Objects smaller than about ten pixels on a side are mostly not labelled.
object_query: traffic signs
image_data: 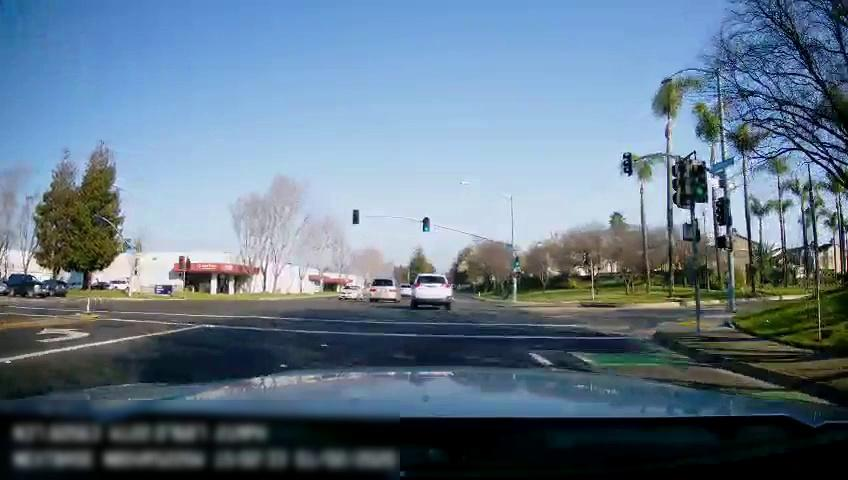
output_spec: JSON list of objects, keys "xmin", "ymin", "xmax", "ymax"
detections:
[{"xmin": 709, "ymin": 156, "xmax": 735, "ymax": 174}]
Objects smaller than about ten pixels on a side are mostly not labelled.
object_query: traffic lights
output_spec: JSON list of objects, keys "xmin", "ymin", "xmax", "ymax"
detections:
[
  {"xmin": 422, "ymin": 216, "xmax": 431, "ymax": 233},
  {"xmin": 514, "ymin": 255, "xmax": 521, "ymax": 267},
  {"xmin": 715, "ymin": 196, "xmax": 734, "ymax": 227},
  {"xmin": 622, "ymin": 151, "xmax": 634, "ymax": 177},
  {"xmin": 670, "ymin": 156, "xmax": 695, "ymax": 210},
  {"xmin": 582, "ymin": 248, "xmax": 592, "ymax": 265},
  {"xmin": 681, "ymin": 220, "xmax": 702, "ymax": 243},
  {"xmin": 185, "ymin": 255, "xmax": 193, "ymax": 271},
  {"xmin": 352, "ymin": 208, "xmax": 360, "ymax": 225},
  {"xmin": 178, "ymin": 254, "xmax": 185, "ymax": 272},
  {"xmin": 689, "ymin": 159, "xmax": 709, "ymax": 204},
  {"xmin": 715, "ymin": 233, "xmax": 731, "ymax": 251}
]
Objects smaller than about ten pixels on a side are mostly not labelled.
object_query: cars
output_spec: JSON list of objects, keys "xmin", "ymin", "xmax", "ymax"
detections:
[
  {"xmin": 107, "ymin": 279, "xmax": 130, "ymax": 290},
  {"xmin": 0, "ymin": 277, "xmax": 11, "ymax": 294},
  {"xmin": 40, "ymin": 279, "xmax": 72, "ymax": 296},
  {"xmin": 337, "ymin": 285, "xmax": 365, "ymax": 301}
]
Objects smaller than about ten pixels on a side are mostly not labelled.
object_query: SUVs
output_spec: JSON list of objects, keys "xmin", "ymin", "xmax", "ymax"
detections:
[
  {"xmin": 368, "ymin": 277, "xmax": 402, "ymax": 304},
  {"xmin": 409, "ymin": 272, "xmax": 453, "ymax": 311},
  {"xmin": 5, "ymin": 274, "xmax": 51, "ymax": 298},
  {"xmin": 397, "ymin": 282, "xmax": 414, "ymax": 296}
]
